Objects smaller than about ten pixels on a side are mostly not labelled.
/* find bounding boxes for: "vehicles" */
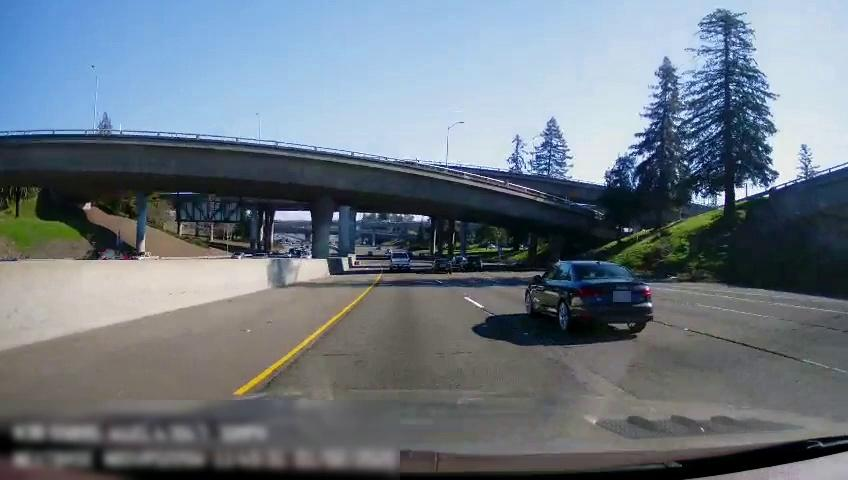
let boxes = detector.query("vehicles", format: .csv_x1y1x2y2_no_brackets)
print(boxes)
389,251,411,273
524,259,654,336
75,247,130,261
458,254,484,272
299,250,312,259
431,258,453,274
252,252,269,260
230,252,246,260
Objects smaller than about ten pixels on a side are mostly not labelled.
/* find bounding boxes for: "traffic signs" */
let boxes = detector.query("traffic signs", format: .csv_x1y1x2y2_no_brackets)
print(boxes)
179,198,208,222
210,200,241,223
